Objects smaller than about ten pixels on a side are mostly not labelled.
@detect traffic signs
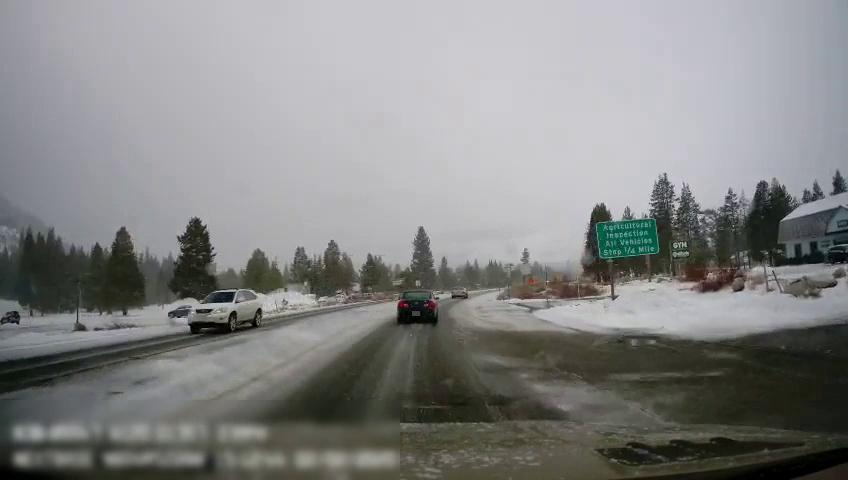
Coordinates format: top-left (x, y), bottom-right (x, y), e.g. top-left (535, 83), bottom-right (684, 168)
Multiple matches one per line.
top-left (596, 218), bottom-right (660, 259)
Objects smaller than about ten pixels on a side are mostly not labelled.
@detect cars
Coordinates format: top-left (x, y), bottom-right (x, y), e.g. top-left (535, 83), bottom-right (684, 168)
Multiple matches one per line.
top-left (397, 289), bottom-right (440, 323)
top-left (168, 305), bottom-right (194, 318)
top-left (451, 286), bottom-right (468, 299)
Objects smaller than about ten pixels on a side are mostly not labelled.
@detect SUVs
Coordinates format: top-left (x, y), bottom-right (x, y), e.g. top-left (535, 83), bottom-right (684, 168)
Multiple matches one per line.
top-left (187, 289), bottom-right (263, 334)
top-left (0, 311), bottom-right (21, 325)
top-left (827, 245), bottom-right (848, 264)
